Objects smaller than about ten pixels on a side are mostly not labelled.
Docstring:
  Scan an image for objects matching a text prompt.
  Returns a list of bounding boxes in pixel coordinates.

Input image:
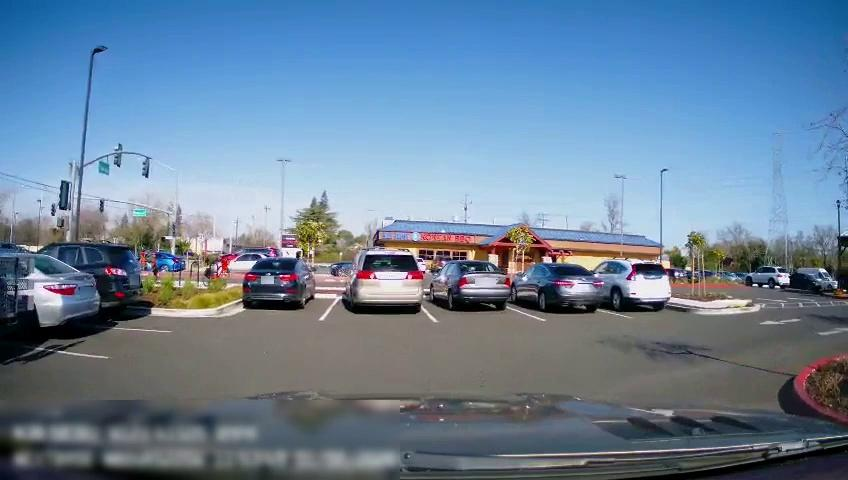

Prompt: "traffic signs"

[127,207,146,217]
[97,160,111,177]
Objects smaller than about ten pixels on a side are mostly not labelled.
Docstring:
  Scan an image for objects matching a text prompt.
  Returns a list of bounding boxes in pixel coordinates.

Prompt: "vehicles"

[430,260,511,312]
[790,272,823,290]
[144,253,185,273]
[666,268,687,280]
[236,246,278,257]
[511,262,606,314]
[0,251,100,329]
[797,267,831,278]
[328,262,357,276]
[243,256,317,310]
[344,251,425,312]
[744,265,791,288]
[591,257,671,311]
[818,277,839,289]
[416,258,426,273]
[36,241,145,313]
[213,252,263,273]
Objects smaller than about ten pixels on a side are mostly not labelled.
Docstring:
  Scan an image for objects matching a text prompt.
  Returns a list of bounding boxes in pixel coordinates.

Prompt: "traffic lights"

[113,143,123,168]
[59,179,72,212]
[142,156,151,179]
[99,199,104,213]
[50,203,56,216]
